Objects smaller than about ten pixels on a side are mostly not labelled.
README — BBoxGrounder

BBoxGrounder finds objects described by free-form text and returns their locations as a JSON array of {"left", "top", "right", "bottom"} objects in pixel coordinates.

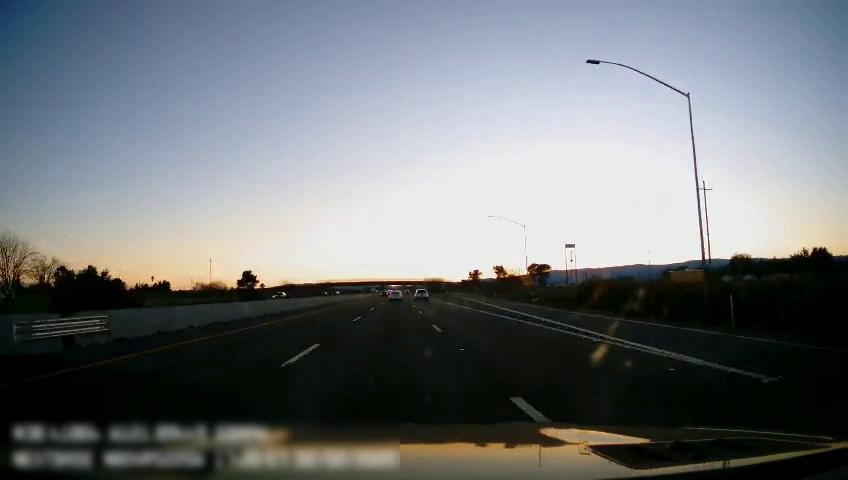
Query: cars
[
  {"left": 271, "top": 291, "right": 287, "bottom": 300},
  {"left": 388, "top": 289, "right": 404, "bottom": 301}
]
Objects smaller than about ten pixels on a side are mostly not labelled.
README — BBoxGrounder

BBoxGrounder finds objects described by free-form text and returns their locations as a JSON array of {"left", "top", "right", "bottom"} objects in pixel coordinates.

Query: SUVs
[{"left": 414, "top": 289, "right": 430, "bottom": 302}]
